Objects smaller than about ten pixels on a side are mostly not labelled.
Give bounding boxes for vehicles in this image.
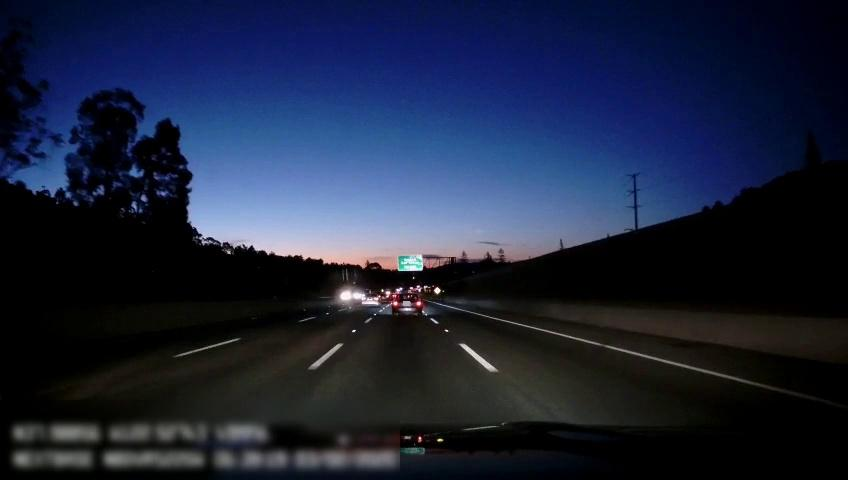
[378,292,390,302]
[392,293,422,318]
[361,293,381,309]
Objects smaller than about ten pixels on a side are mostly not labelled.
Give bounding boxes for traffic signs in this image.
[397,254,423,272]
